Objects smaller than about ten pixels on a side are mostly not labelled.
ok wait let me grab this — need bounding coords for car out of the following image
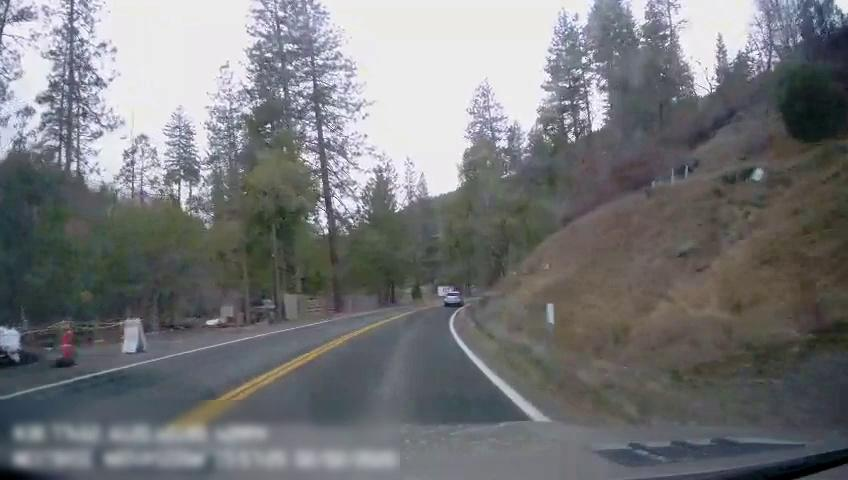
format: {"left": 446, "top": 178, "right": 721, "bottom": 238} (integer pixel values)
{"left": 444, "top": 291, "right": 464, "bottom": 308}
